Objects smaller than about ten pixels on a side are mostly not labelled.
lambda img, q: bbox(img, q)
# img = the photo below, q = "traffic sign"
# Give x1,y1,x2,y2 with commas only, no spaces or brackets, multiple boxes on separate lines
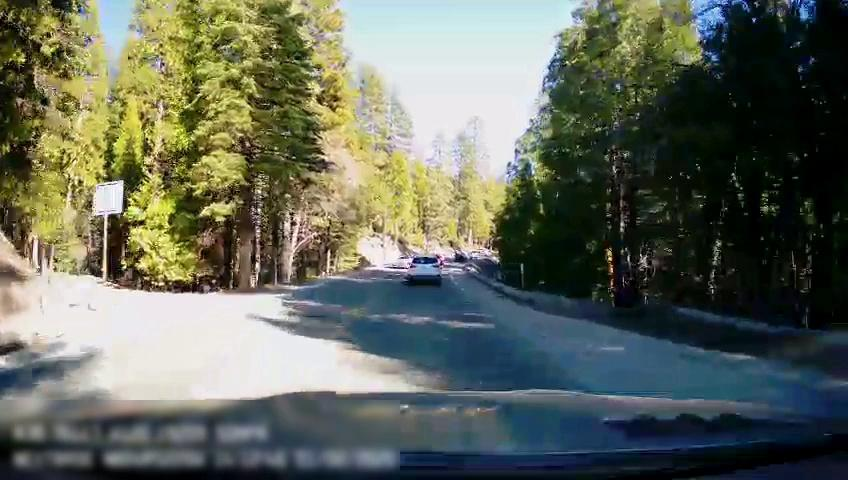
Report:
91,180,125,216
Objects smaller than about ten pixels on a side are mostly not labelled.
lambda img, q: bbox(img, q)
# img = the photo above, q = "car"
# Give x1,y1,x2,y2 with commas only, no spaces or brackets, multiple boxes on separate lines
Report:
396,255,414,271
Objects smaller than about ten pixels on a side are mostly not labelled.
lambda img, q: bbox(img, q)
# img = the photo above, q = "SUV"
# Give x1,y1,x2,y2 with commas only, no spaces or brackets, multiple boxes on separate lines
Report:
407,255,441,286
